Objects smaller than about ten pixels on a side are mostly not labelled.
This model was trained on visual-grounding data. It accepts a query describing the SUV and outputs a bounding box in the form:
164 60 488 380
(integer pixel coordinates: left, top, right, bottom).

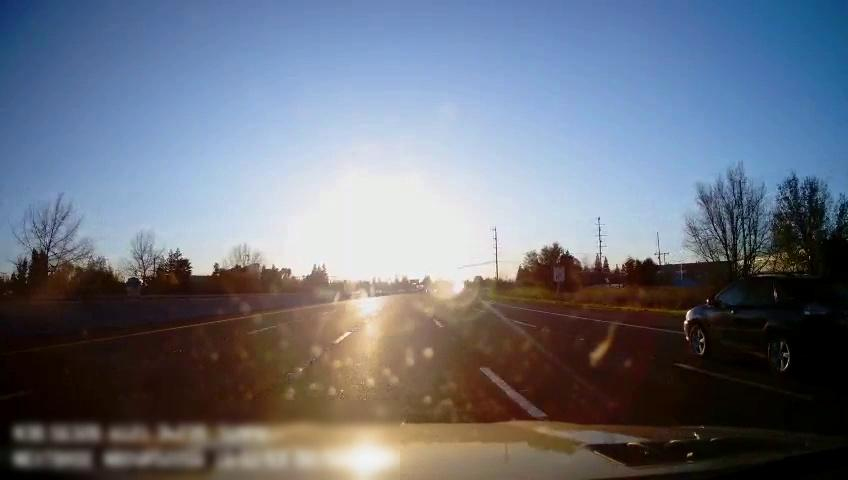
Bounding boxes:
682 270 848 381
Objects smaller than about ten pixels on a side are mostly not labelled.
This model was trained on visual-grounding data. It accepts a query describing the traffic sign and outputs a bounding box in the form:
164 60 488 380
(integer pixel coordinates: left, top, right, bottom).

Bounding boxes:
553 265 565 282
